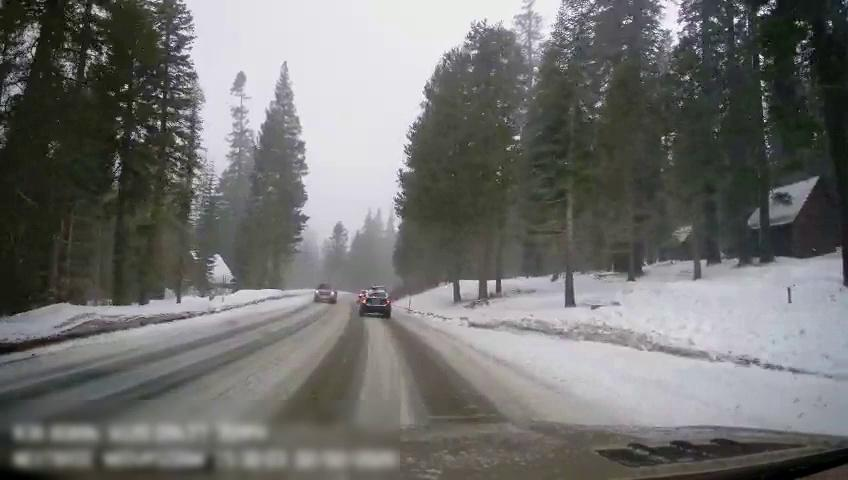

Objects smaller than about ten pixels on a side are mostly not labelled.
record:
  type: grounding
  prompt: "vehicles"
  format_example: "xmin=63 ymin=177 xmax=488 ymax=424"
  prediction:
xmin=313 ymin=283 xmax=338 ymax=305
xmin=356 ymin=289 xmax=373 ymax=304
xmin=359 ymin=285 xmax=392 ymax=319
